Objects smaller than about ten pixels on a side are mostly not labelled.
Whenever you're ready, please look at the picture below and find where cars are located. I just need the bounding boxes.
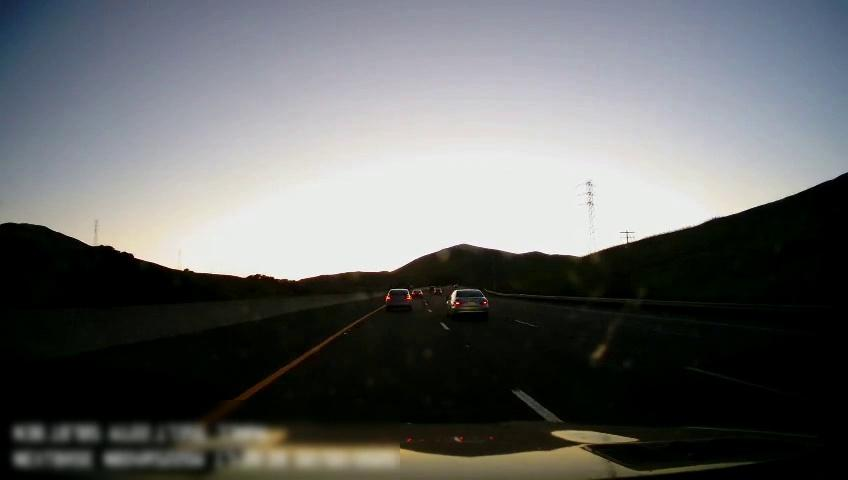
[386,288,412,311]
[411,289,423,298]
[445,289,488,318]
